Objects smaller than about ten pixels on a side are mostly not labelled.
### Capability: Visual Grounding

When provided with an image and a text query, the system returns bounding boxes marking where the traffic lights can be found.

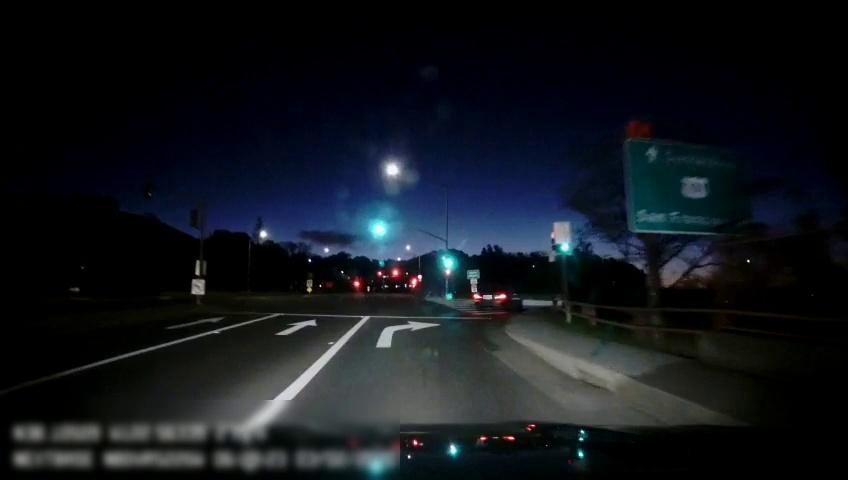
[550,231,559,253]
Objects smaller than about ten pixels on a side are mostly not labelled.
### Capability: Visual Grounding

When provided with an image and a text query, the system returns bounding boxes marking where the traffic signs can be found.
[466,269,480,278]
[623,135,743,238]
[555,221,572,245]
[190,278,207,296]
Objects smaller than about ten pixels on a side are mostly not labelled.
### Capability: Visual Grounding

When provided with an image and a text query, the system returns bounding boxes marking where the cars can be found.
[472,282,524,312]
